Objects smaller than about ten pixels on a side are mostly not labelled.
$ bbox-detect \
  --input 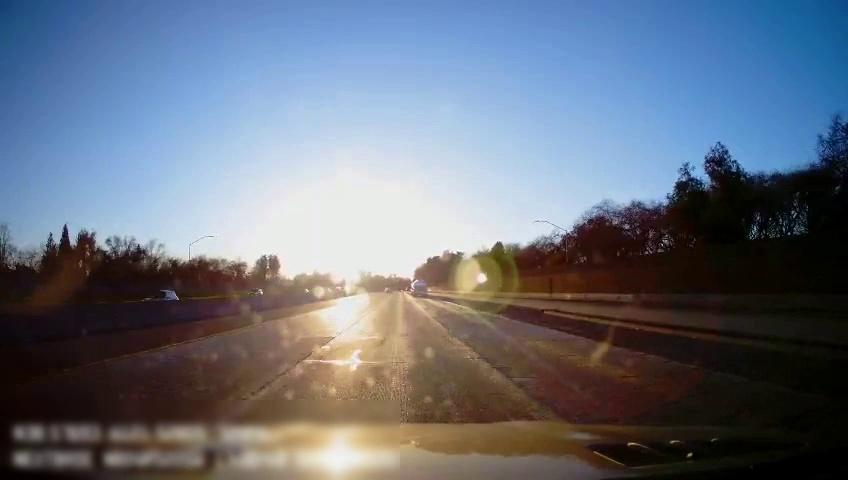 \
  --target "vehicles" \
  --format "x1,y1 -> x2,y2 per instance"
248,287 -> 265,296
410,281 -> 427,298
140,290 -> 179,302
